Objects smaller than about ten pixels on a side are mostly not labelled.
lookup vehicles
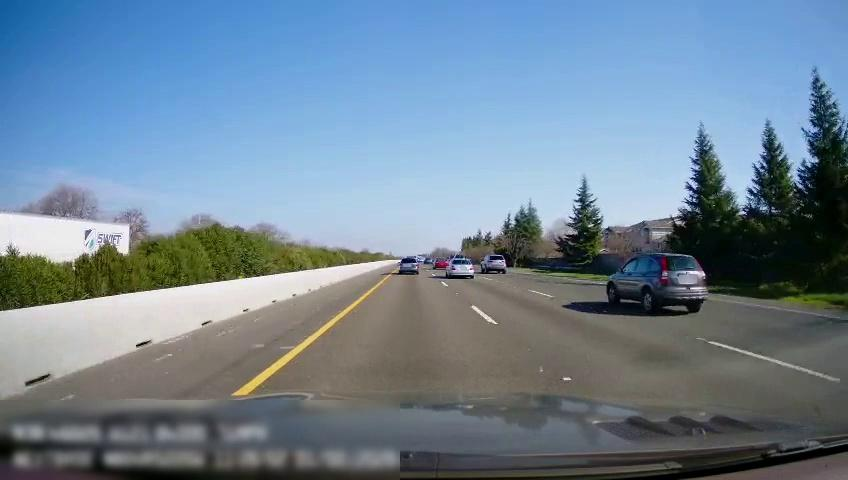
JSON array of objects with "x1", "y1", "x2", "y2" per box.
[
  {"x1": 0, "y1": 212, "x2": 131, "y2": 271},
  {"x1": 397, "y1": 256, "x2": 421, "y2": 276},
  {"x1": 480, "y1": 253, "x2": 508, "y2": 274},
  {"x1": 452, "y1": 253, "x2": 471, "y2": 261},
  {"x1": 424, "y1": 258, "x2": 433, "y2": 265},
  {"x1": 606, "y1": 252, "x2": 706, "y2": 315},
  {"x1": 432, "y1": 258, "x2": 450, "y2": 270},
  {"x1": 445, "y1": 258, "x2": 475, "y2": 280}
]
